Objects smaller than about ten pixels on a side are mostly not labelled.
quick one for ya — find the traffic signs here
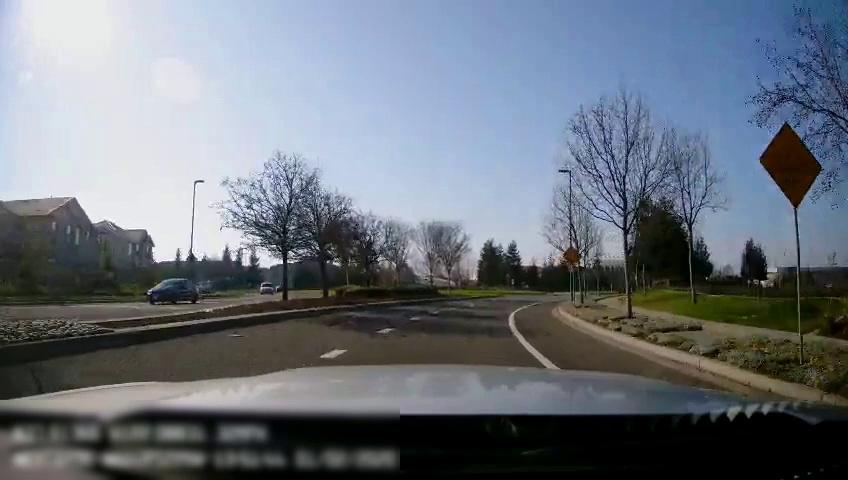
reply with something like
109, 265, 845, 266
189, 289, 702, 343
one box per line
757, 122, 820, 211
562, 247, 580, 268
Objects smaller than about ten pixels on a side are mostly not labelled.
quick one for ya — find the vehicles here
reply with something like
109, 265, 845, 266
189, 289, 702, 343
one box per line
259, 281, 274, 296
145, 278, 199, 306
